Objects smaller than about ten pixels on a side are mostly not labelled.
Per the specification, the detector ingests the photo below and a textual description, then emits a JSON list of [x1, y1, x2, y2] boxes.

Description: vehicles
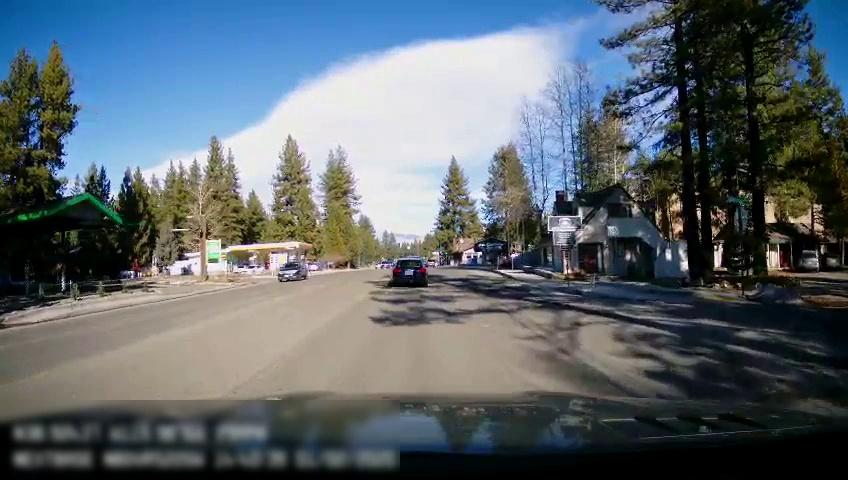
[[819, 254, 843, 272], [794, 249, 822, 272], [391, 257, 428, 287], [277, 262, 308, 283]]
